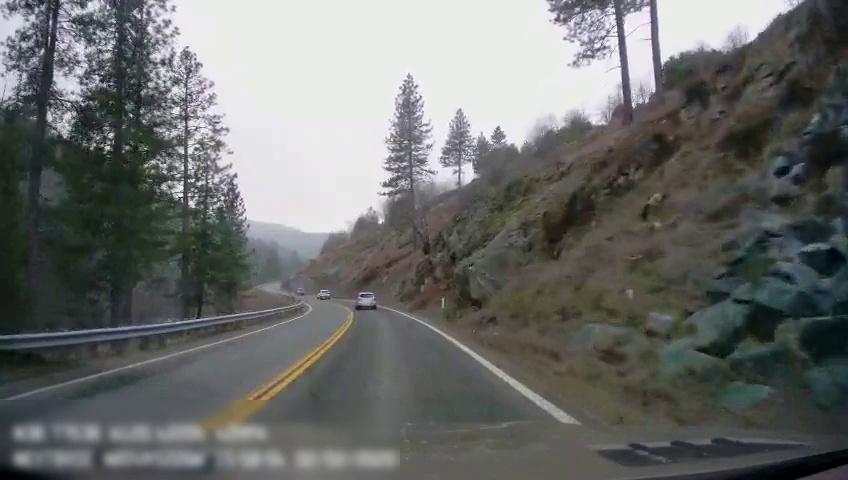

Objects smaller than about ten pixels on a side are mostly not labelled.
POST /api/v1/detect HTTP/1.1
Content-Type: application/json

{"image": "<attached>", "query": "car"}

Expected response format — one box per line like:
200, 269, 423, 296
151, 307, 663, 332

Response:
355, 292, 377, 310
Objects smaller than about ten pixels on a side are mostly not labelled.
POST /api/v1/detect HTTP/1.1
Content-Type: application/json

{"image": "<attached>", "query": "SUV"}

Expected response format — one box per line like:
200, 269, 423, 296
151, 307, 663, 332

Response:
317, 289, 331, 300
